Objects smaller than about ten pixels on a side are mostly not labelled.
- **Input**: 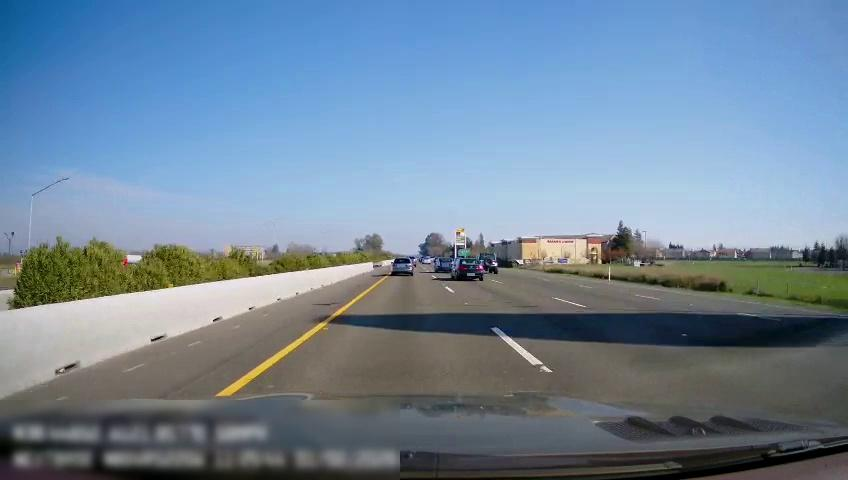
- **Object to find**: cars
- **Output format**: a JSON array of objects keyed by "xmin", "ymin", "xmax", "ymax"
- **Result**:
[
  {"xmin": 450, "ymin": 257, "xmax": 486, "ymax": 282},
  {"xmin": 421, "ymin": 256, "xmax": 433, "ymax": 265}
]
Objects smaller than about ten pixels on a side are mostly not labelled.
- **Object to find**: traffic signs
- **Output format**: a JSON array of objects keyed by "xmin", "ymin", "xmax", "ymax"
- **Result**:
[{"xmin": 459, "ymin": 249, "xmax": 470, "ymax": 258}]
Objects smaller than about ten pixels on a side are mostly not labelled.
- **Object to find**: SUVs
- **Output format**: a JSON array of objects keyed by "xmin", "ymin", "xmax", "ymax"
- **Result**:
[
  {"xmin": 478, "ymin": 254, "xmax": 499, "ymax": 276},
  {"xmin": 433, "ymin": 257, "xmax": 454, "ymax": 273},
  {"xmin": 391, "ymin": 257, "xmax": 417, "ymax": 277}
]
